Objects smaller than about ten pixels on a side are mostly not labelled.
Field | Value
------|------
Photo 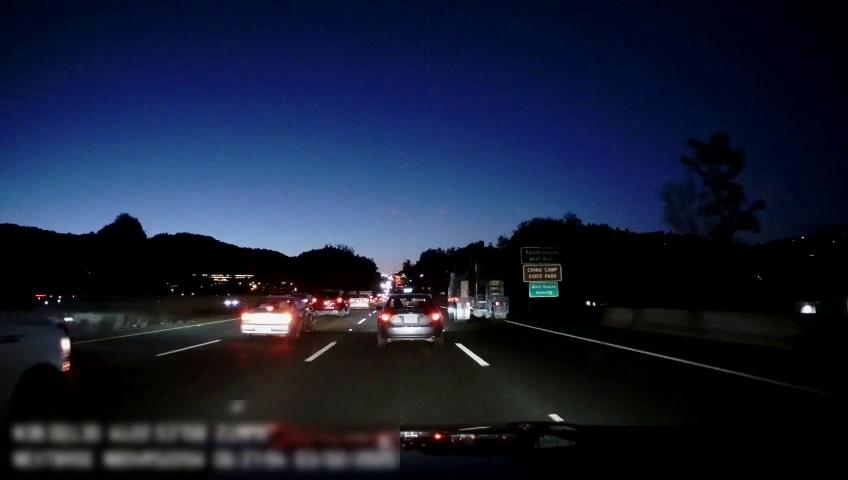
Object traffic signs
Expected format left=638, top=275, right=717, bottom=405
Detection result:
left=529, top=283, right=560, bottom=299
left=521, top=245, right=560, bottom=264
left=523, top=265, right=563, bottom=282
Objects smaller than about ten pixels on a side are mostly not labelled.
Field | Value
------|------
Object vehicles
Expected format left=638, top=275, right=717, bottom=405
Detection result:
left=446, top=269, right=510, bottom=326
left=221, top=296, right=242, bottom=310
left=348, top=293, right=370, bottom=310
left=0, top=284, right=78, bottom=439
left=239, top=295, right=310, bottom=342
left=311, top=289, right=346, bottom=317
left=375, top=293, right=444, bottom=353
